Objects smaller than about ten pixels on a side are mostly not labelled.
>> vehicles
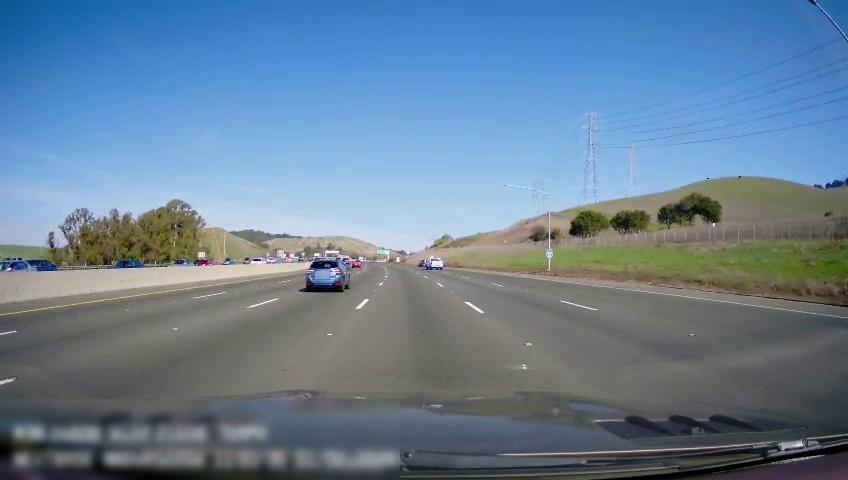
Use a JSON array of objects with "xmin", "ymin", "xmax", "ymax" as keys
[
  {"xmin": 174, "ymin": 258, "xmax": 192, "ymax": 266},
  {"xmin": 305, "ymin": 257, "xmax": 350, "ymax": 293},
  {"xmin": 425, "ymin": 256, "xmax": 443, "ymax": 270},
  {"xmin": 222, "ymin": 257, "xmax": 235, "ymax": 265},
  {"xmin": 113, "ymin": 259, "xmax": 145, "ymax": 269},
  {"xmin": 417, "ymin": 259, "xmax": 427, "ymax": 268},
  {"xmin": 266, "ymin": 256, "xmax": 278, "ymax": 264},
  {"xmin": 0, "ymin": 257, "xmax": 37, "ymax": 272},
  {"xmin": 250, "ymin": 257, "xmax": 267, "ymax": 264},
  {"xmin": 24, "ymin": 259, "xmax": 57, "ymax": 272},
  {"xmin": 351, "ymin": 259, "xmax": 362, "ymax": 269},
  {"xmin": 194, "ymin": 259, "xmax": 212, "ymax": 267}
]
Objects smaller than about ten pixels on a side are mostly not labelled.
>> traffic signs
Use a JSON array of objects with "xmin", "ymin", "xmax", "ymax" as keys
[{"xmin": 545, "ymin": 248, "xmax": 554, "ymax": 260}]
